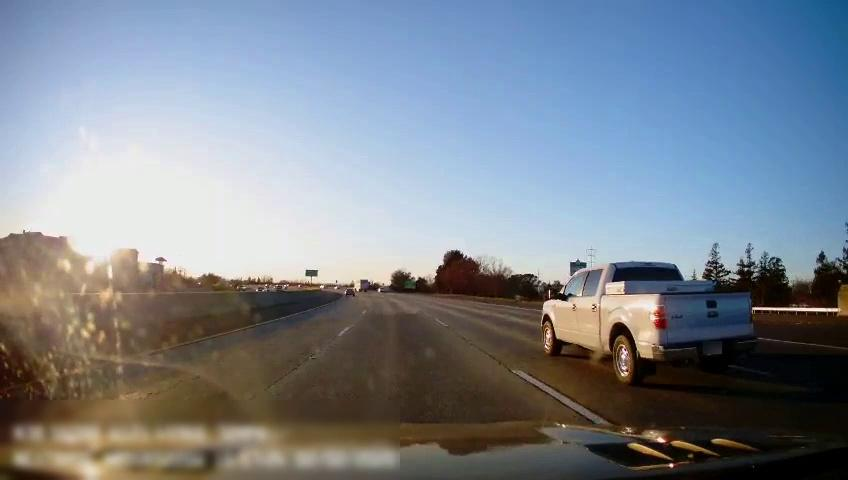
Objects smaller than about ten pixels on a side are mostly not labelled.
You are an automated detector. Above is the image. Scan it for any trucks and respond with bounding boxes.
[354,279,370,293]
[539,261,758,388]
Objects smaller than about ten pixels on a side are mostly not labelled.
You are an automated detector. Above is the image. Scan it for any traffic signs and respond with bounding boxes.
[305,269,319,277]
[570,259,587,275]
[404,280,417,290]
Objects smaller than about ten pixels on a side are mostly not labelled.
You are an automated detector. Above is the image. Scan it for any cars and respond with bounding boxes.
[345,287,356,297]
